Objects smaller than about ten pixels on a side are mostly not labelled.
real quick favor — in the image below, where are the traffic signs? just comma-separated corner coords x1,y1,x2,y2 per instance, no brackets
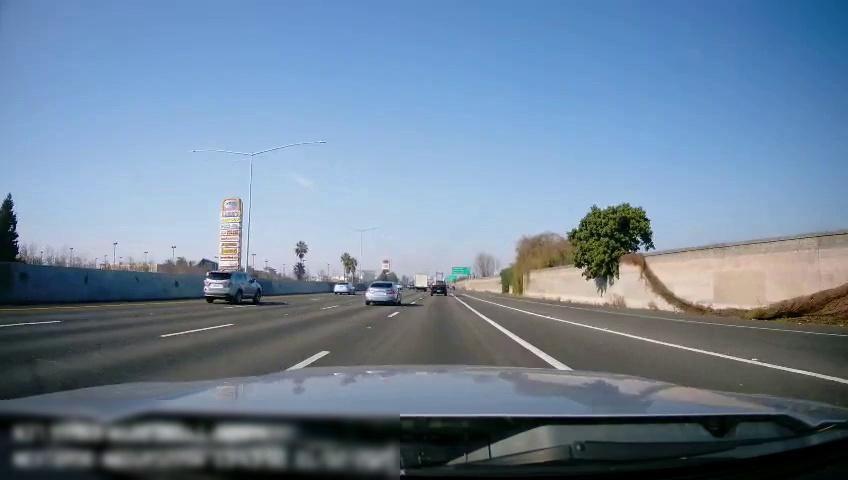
451,266,471,275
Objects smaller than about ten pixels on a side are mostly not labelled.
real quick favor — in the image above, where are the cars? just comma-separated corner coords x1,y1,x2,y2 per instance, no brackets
364,281,402,306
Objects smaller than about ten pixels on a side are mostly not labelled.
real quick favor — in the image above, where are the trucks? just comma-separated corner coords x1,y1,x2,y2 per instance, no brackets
430,280,447,296
414,274,428,292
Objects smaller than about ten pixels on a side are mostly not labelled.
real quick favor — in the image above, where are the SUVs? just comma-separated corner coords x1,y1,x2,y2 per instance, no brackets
203,270,263,306
334,281,355,296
